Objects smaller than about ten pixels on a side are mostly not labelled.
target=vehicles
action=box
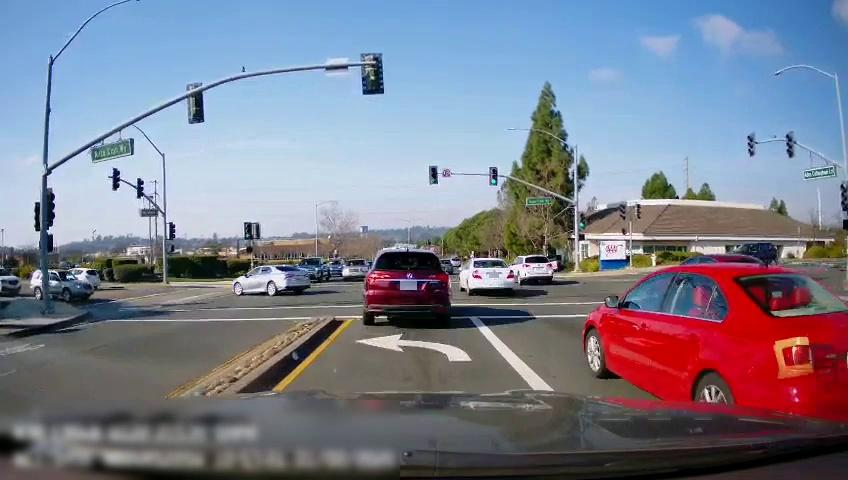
[439,258,453,273]
[579,263,848,423]
[362,247,453,327]
[329,260,343,276]
[341,259,370,282]
[72,266,100,287]
[231,263,311,296]
[0,267,24,296]
[31,268,95,302]
[509,255,554,284]
[732,240,780,265]
[450,258,462,268]
[297,256,330,283]
[458,257,516,297]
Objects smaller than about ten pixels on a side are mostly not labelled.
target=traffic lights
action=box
[618,203,627,220]
[746,134,756,156]
[634,202,642,221]
[169,221,177,240]
[252,222,259,238]
[784,132,795,158]
[111,168,120,191]
[32,200,41,231]
[428,166,438,184]
[579,215,587,231]
[837,184,848,212]
[48,190,55,226]
[135,176,145,199]
[361,51,385,97]
[489,167,498,186]
[244,222,253,238]
[185,83,205,125]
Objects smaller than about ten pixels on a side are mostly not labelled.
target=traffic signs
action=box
[802,164,838,182]
[524,197,550,207]
[138,208,159,218]
[89,137,134,164]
